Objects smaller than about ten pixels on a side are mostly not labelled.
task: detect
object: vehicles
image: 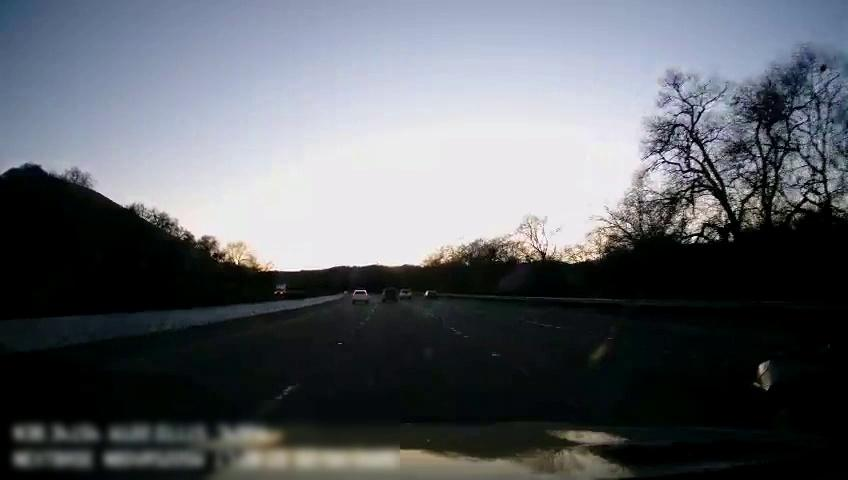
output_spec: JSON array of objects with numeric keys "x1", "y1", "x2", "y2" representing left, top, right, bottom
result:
[
  {"x1": 399, "y1": 289, "x2": 412, "y2": 301},
  {"x1": 352, "y1": 290, "x2": 368, "y2": 305},
  {"x1": 424, "y1": 290, "x2": 438, "y2": 301},
  {"x1": 381, "y1": 288, "x2": 398, "y2": 303},
  {"x1": 739, "y1": 324, "x2": 848, "y2": 444},
  {"x1": 274, "y1": 284, "x2": 288, "y2": 296}
]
